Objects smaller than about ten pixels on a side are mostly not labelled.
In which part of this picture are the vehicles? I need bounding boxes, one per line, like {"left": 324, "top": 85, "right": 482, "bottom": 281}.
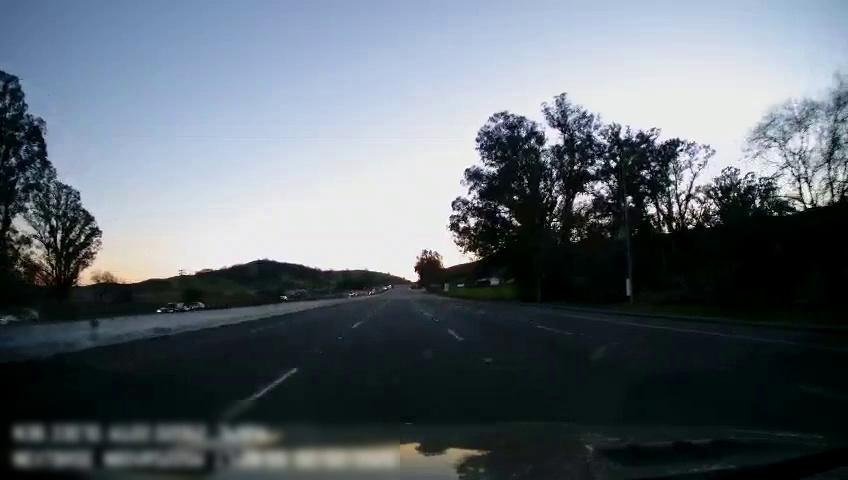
{"left": 0, "top": 308, "right": 38, "bottom": 326}
{"left": 187, "top": 301, "right": 205, "bottom": 311}
{"left": 156, "top": 303, "right": 184, "bottom": 314}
